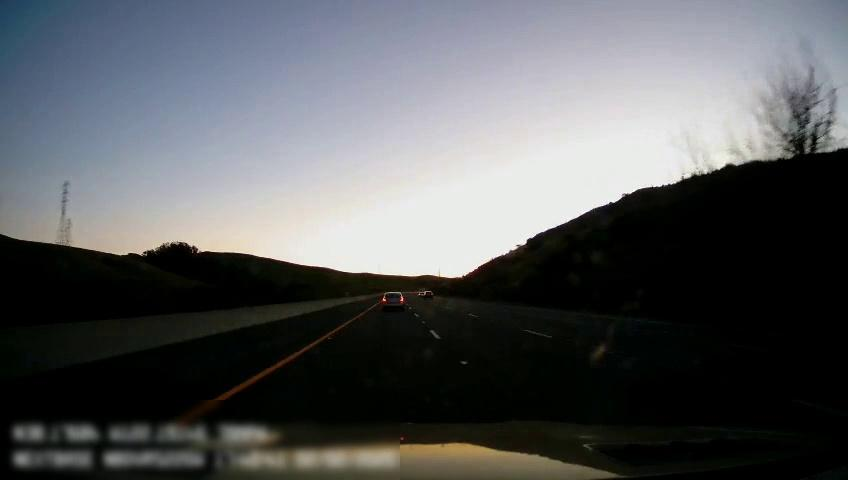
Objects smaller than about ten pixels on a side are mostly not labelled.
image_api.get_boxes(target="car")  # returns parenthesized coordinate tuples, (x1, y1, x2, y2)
(382, 292, 405, 311)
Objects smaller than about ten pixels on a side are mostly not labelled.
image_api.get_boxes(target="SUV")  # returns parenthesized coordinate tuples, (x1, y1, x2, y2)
(422, 290, 434, 299)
